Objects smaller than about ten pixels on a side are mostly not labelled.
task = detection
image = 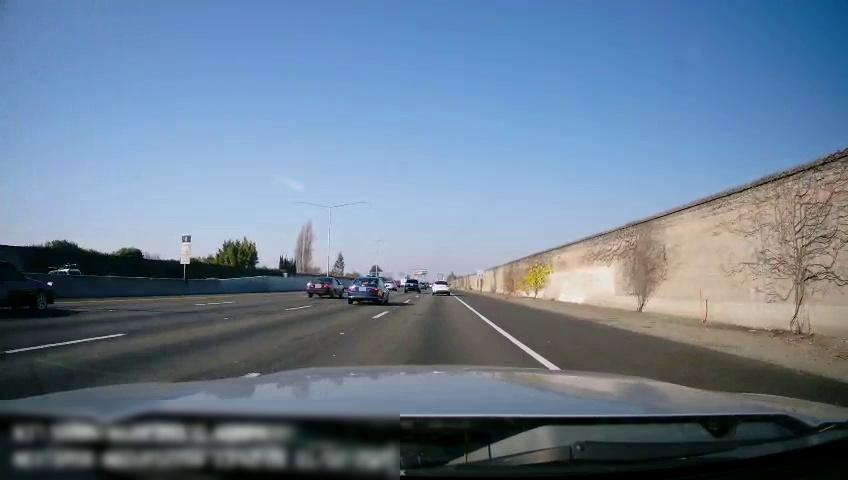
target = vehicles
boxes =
[432,280,451,296]
[404,279,421,293]
[384,281,397,291]
[347,277,390,305]
[306,277,345,298]
[0,260,57,314]
[48,268,82,279]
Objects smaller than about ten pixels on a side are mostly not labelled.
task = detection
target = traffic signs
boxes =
[180,235,192,265]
